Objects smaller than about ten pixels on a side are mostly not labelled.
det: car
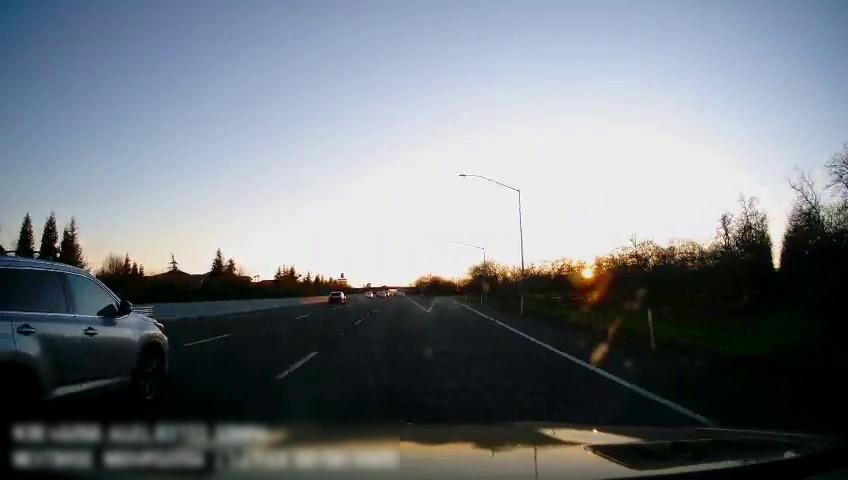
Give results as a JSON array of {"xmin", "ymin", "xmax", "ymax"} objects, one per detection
[{"xmin": 328, "ymin": 291, "xmax": 348, "ymax": 305}]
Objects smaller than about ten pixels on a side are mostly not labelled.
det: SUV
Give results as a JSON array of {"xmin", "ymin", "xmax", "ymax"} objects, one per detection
[{"xmin": 0, "ymin": 245, "xmax": 171, "ymax": 440}]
